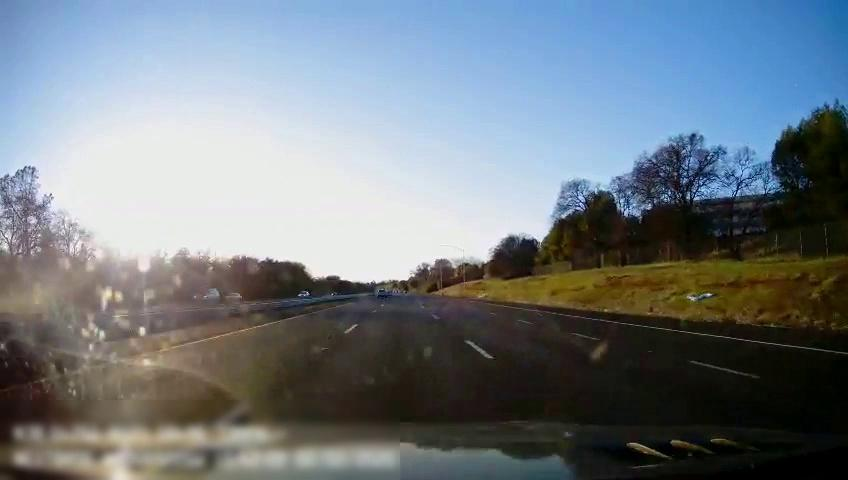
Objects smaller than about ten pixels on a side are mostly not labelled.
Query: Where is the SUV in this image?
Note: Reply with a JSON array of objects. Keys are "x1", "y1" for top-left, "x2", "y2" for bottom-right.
[{"x1": 376, "y1": 288, "x2": 391, "y2": 299}]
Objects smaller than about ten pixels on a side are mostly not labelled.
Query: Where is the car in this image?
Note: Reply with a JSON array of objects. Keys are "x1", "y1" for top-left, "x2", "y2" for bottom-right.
[{"x1": 297, "y1": 290, "x2": 311, "y2": 298}]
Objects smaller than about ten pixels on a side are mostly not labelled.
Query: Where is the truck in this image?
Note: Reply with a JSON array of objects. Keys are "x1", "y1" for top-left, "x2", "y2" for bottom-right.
[{"x1": 191, "y1": 287, "x2": 243, "y2": 308}]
